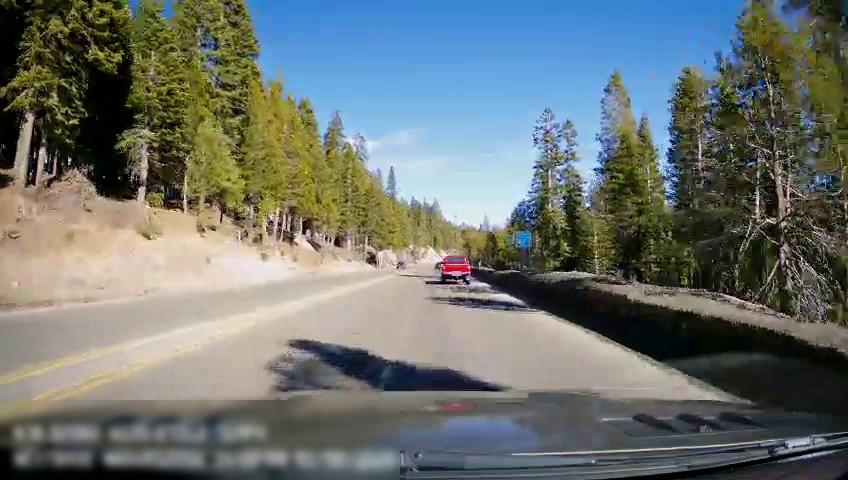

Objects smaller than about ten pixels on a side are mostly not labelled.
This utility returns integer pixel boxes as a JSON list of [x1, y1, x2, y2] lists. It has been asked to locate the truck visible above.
[[440, 255, 472, 285]]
